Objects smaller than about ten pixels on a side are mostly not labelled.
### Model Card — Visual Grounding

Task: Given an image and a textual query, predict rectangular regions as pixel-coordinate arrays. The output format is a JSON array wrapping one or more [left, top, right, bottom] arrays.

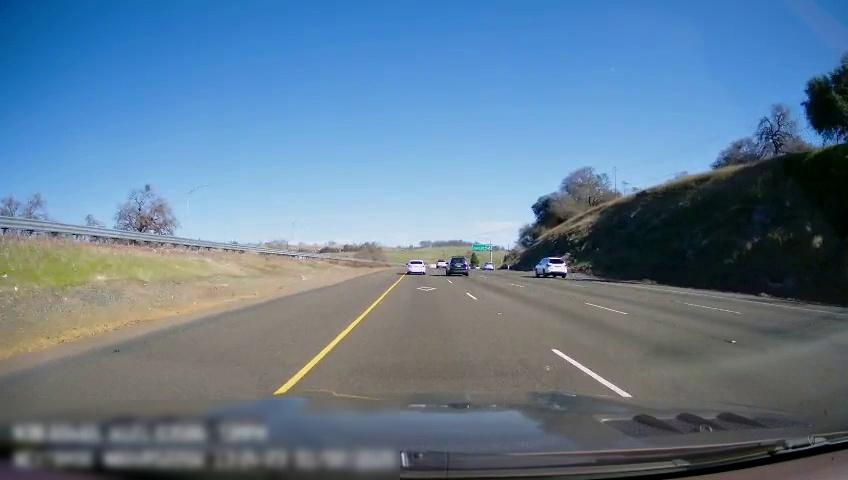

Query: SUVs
[[536, 256, 567, 278], [436, 261, 448, 270], [446, 258, 469, 276]]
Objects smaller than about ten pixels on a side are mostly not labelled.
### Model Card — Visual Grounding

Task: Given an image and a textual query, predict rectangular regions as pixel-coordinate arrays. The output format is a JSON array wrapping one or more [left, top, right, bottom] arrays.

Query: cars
[[482, 263, 494, 271], [405, 260, 426, 275]]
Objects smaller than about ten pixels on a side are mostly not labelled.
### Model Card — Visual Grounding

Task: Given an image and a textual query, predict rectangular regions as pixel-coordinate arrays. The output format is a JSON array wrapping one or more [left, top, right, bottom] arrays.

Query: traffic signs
[[472, 244, 491, 252]]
